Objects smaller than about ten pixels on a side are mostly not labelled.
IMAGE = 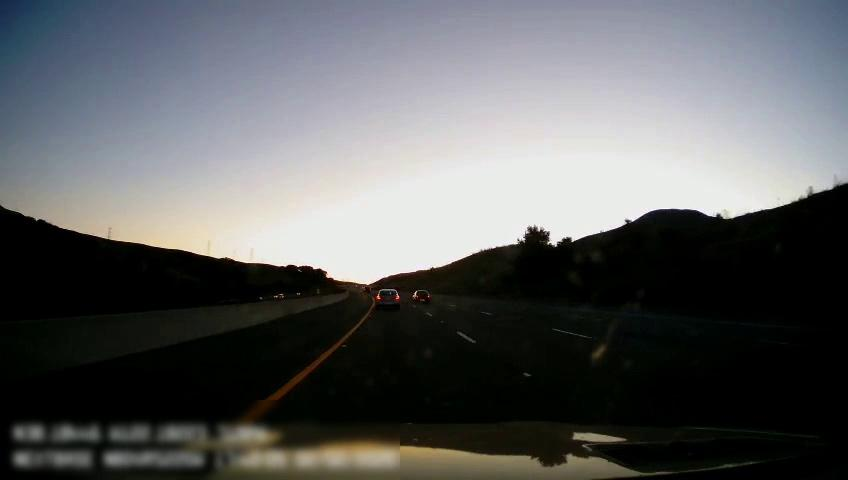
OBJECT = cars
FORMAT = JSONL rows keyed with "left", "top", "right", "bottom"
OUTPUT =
{"left": 412, "top": 290, "right": 431, "bottom": 303}
{"left": 375, "top": 289, "right": 400, "bottom": 310}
